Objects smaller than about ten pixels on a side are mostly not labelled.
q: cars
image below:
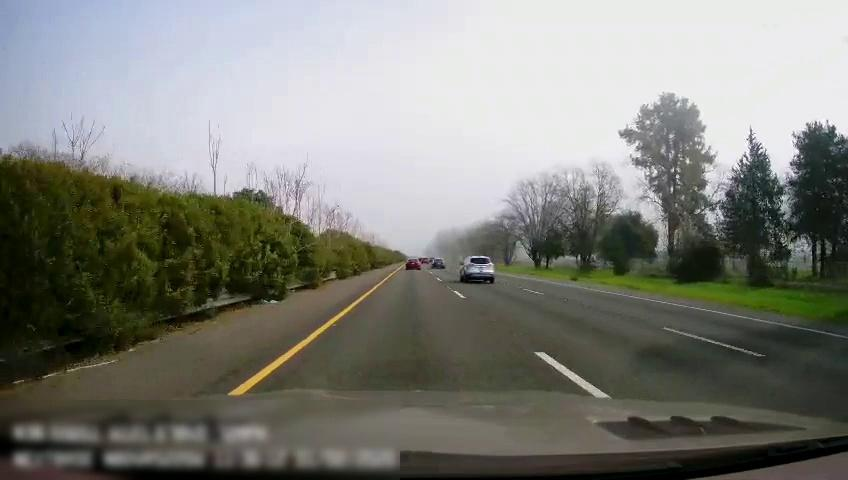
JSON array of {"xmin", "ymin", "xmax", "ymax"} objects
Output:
[
  {"xmin": 432, "ymin": 259, "xmax": 446, "ymax": 269},
  {"xmin": 404, "ymin": 257, "xmax": 422, "ymax": 272}
]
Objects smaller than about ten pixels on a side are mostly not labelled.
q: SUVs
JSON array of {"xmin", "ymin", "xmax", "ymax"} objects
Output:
[{"xmin": 459, "ymin": 256, "xmax": 495, "ymax": 283}]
